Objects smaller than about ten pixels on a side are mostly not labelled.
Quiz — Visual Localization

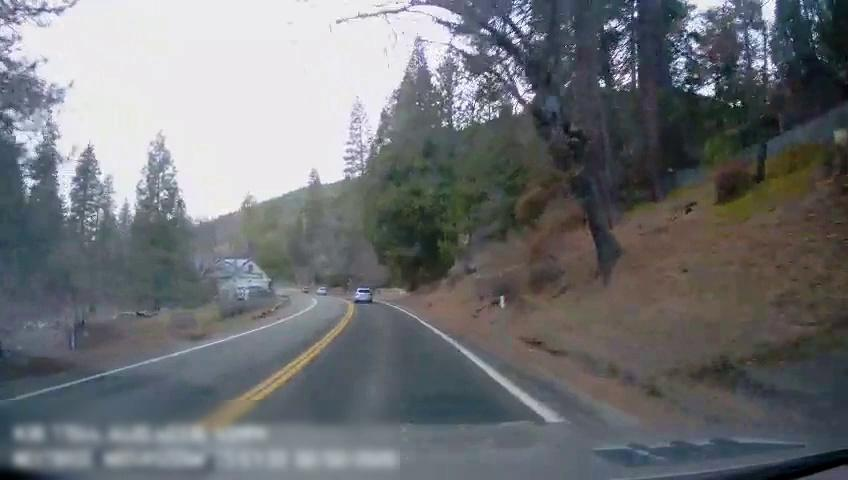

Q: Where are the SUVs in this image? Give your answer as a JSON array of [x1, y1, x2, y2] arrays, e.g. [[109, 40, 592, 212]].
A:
[[316, 287, 327, 296], [354, 287, 373, 303]]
